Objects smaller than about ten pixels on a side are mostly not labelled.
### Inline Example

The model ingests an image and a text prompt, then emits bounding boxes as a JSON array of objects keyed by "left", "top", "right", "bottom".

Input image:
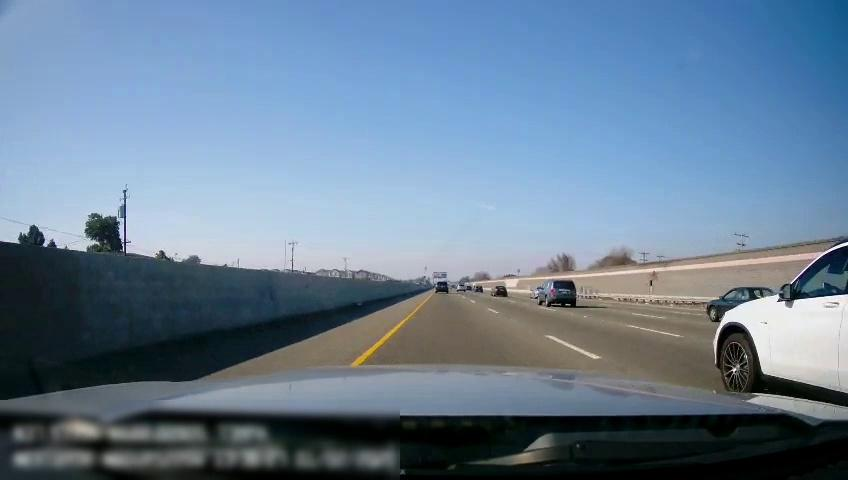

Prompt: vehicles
[
  {"left": 529, "top": 287, "right": 538, "bottom": 299},
  {"left": 536, "top": 278, "right": 578, "bottom": 307},
  {"left": 455, "top": 283, "right": 467, "bottom": 293},
  {"left": 707, "top": 287, "right": 776, "bottom": 323},
  {"left": 710, "top": 240, "right": 848, "bottom": 397},
  {"left": 491, "top": 285, "right": 508, "bottom": 297},
  {"left": 473, "top": 285, "right": 484, "bottom": 293},
  {"left": 435, "top": 280, "right": 449, "bottom": 294}
]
